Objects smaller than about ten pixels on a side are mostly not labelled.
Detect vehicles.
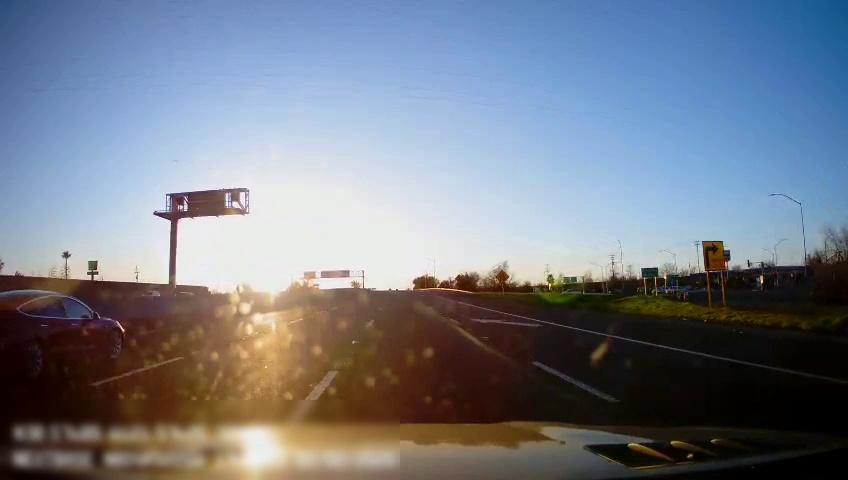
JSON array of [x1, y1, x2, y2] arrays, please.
[[666, 286, 684, 295], [175, 292, 195, 298], [652, 287, 667, 295], [562, 289, 585, 295], [0, 289, 126, 381], [141, 291, 161, 298]]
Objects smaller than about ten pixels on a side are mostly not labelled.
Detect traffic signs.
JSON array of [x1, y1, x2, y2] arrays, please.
[[641, 267, 658, 278], [702, 240, 726, 272], [495, 270, 509, 283]]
